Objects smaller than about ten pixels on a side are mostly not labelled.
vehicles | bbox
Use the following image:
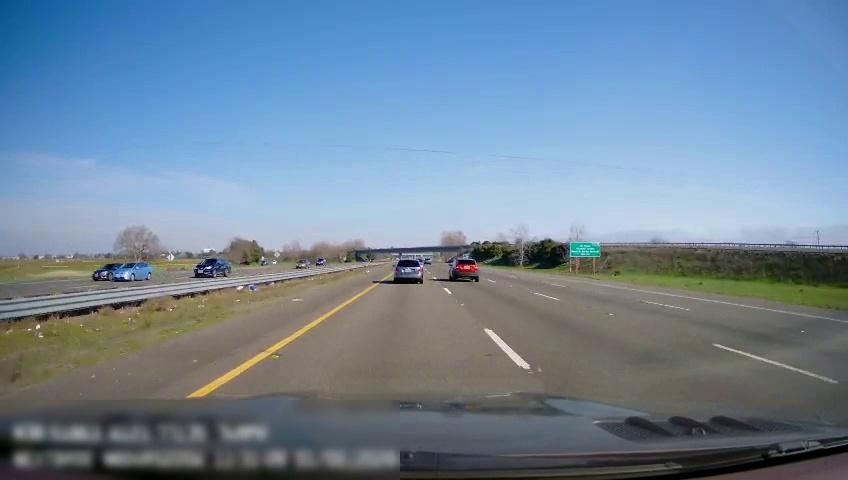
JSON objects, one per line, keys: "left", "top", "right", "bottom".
{"left": 393, "top": 260, "right": 424, "bottom": 285}
{"left": 423, "top": 258, "right": 432, "bottom": 266}
{"left": 113, "top": 262, "right": 153, "bottom": 283}
{"left": 91, "top": 263, "right": 126, "bottom": 282}
{"left": 194, "top": 256, "right": 231, "bottom": 279}
{"left": 294, "top": 258, "right": 311, "bottom": 269}
{"left": 315, "top": 257, "right": 327, "bottom": 266}
{"left": 448, "top": 257, "right": 481, "bottom": 282}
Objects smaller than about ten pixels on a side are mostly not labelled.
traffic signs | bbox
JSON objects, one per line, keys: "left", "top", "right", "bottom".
{"left": 570, "top": 241, "right": 601, "bottom": 258}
